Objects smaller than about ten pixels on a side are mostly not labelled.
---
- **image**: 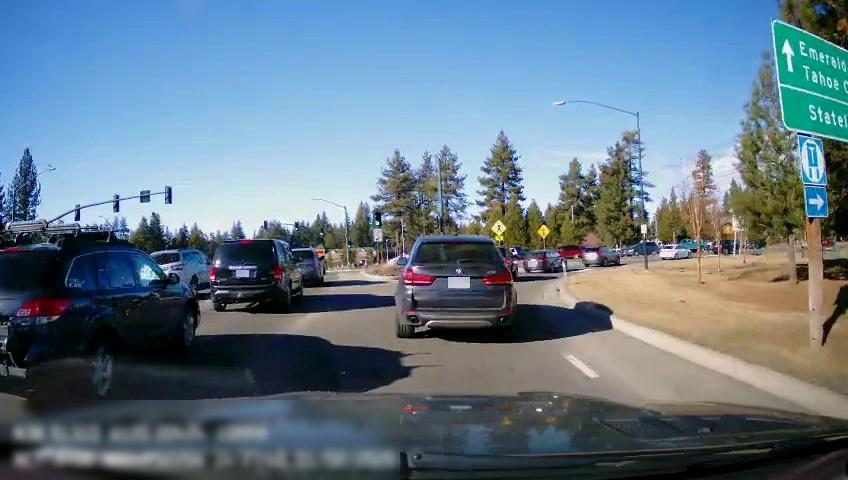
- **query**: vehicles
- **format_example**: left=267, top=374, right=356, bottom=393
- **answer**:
left=210, top=239, right=305, bottom=313
left=395, top=234, right=514, bottom=340
left=525, top=250, right=565, bottom=273
left=292, top=249, right=326, bottom=288
left=677, top=238, right=704, bottom=253
left=150, top=249, right=212, bottom=294
left=0, top=244, right=201, bottom=384
left=555, top=243, right=585, bottom=259
left=660, top=243, right=692, bottom=260
left=583, top=246, right=620, bottom=268
left=623, top=242, right=659, bottom=257
left=713, top=238, right=741, bottom=254
left=499, top=246, right=518, bottom=277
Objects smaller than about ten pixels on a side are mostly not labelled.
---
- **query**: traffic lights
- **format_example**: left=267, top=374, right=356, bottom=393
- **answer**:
left=163, top=185, right=174, bottom=205
left=112, top=194, right=120, bottom=212
left=373, top=211, right=383, bottom=227
left=72, top=202, right=80, bottom=222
